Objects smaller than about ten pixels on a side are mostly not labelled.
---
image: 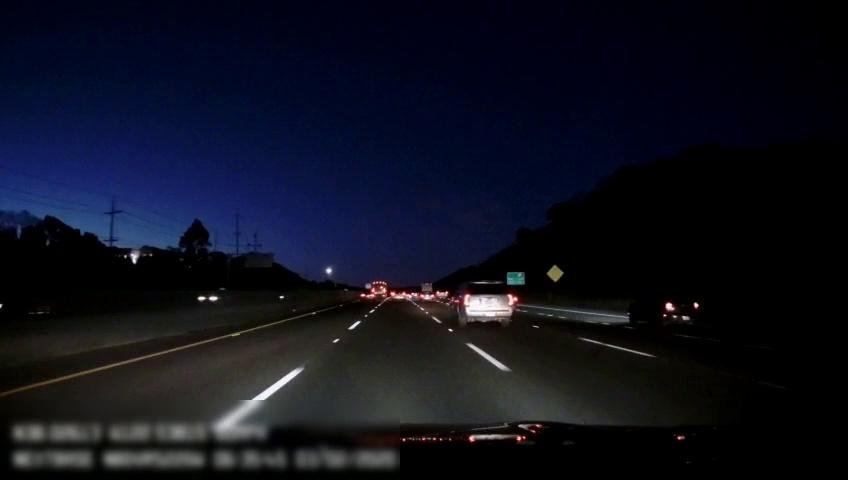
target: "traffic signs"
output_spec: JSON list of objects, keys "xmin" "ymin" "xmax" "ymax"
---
[
  {"xmin": 547, "ymin": 263, "xmax": 564, "ymax": 283},
  {"xmin": 505, "ymin": 272, "xmax": 527, "ymax": 285}
]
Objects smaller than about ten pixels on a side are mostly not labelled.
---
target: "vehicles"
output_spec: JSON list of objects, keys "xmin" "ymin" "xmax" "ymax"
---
[
  {"xmin": 359, "ymin": 291, "xmax": 378, "ymax": 304},
  {"xmin": 392, "ymin": 288, "xmax": 408, "ymax": 301},
  {"xmin": 435, "ymin": 290, "xmax": 449, "ymax": 302},
  {"xmin": 370, "ymin": 280, "xmax": 389, "ymax": 298},
  {"xmin": 457, "ymin": 282, "xmax": 514, "ymax": 328},
  {"xmin": 196, "ymin": 287, "xmax": 230, "ymax": 306},
  {"xmin": 421, "ymin": 291, "xmax": 434, "ymax": 302},
  {"xmin": 627, "ymin": 291, "xmax": 701, "ymax": 332}
]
